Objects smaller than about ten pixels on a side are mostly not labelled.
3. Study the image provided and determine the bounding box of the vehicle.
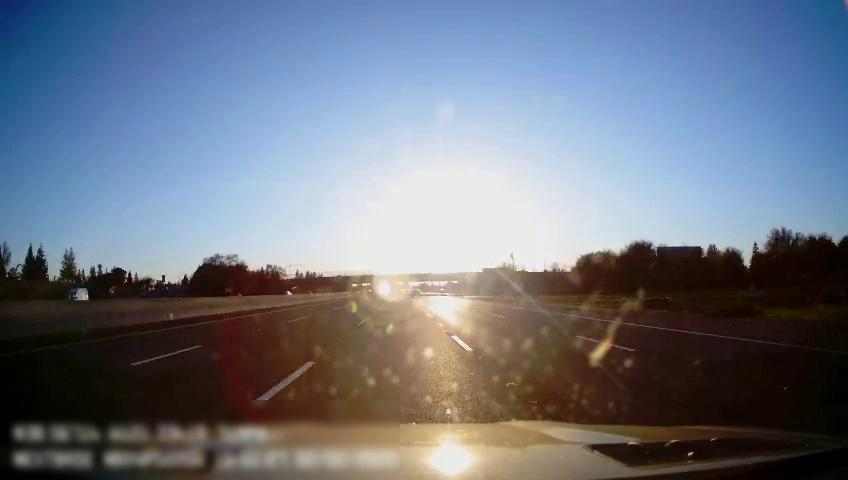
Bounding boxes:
[410,288,421,298]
